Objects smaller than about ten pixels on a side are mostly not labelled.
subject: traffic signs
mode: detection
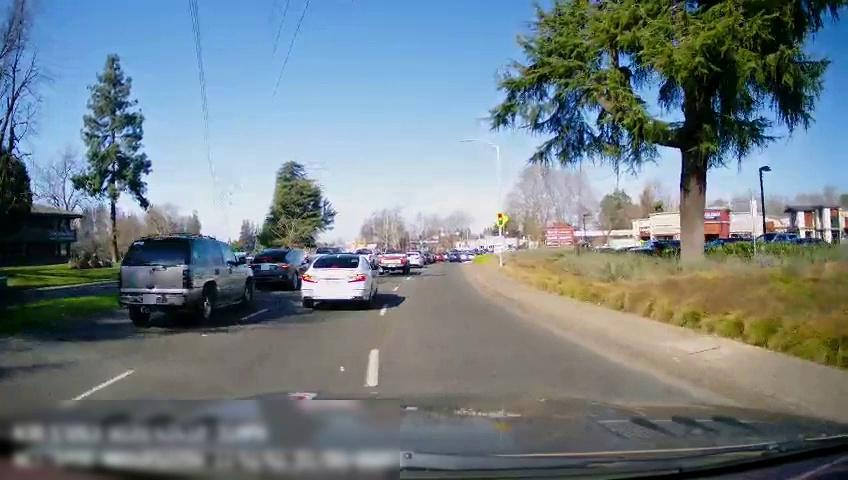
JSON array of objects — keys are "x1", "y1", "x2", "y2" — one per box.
[{"x1": 493, "y1": 206, "x2": 508, "y2": 229}]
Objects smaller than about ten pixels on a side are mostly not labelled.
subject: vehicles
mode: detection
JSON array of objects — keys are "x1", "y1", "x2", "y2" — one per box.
[
  {"x1": 406, "y1": 251, "x2": 425, "y2": 268},
  {"x1": 119, "y1": 235, "x2": 257, "y2": 325},
  {"x1": 250, "y1": 249, "x2": 315, "y2": 291},
  {"x1": 301, "y1": 254, "x2": 377, "y2": 311},
  {"x1": 376, "y1": 249, "x2": 410, "y2": 275},
  {"x1": 351, "y1": 247, "x2": 380, "y2": 269},
  {"x1": 311, "y1": 247, "x2": 345, "y2": 259}
]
